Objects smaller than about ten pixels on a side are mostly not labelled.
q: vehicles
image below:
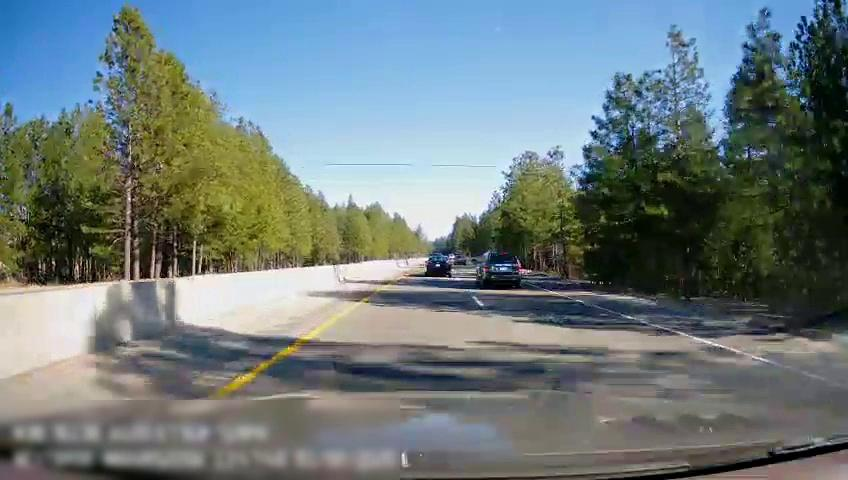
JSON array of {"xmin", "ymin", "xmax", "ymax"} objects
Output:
[
  {"xmin": 454, "ymin": 255, "xmax": 466, "ymax": 265},
  {"xmin": 477, "ymin": 255, "xmax": 523, "ymax": 289},
  {"xmin": 425, "ymin": 255, "xmax": 451, "ymax": 277}
]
